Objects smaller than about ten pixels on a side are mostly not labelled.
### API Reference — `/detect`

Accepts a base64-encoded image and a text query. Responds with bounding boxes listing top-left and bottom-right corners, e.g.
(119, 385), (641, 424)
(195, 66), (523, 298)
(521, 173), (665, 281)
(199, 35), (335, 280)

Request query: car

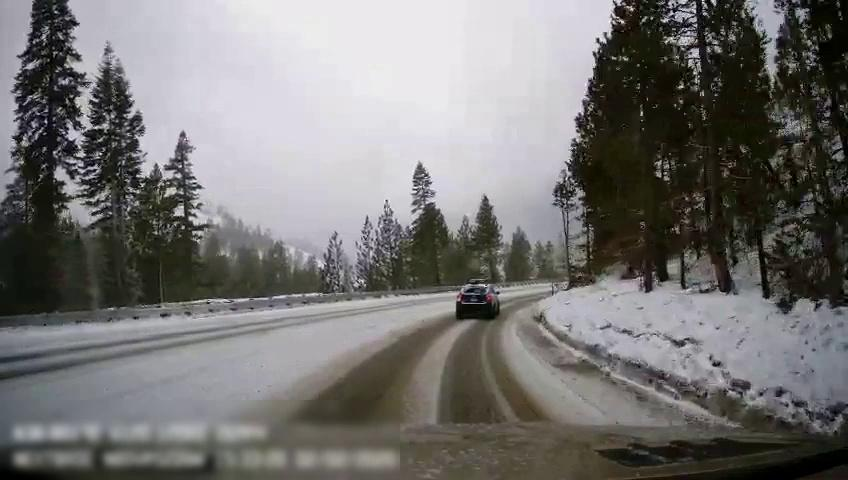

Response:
(454, 280), (501, 321)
